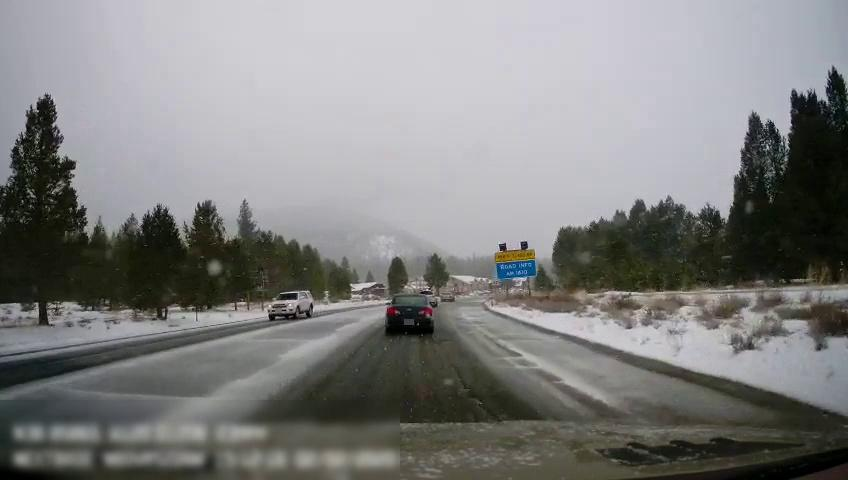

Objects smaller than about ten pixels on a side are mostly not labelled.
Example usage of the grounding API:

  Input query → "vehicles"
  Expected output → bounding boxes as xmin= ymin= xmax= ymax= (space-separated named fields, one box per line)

xmin=440 ymin=292 xmax=455 ymax=302
xmin=385 ymin=295 xmax=437 ymax=336
xmin=417 ymin=290 xmax=437 ymax=304
xmin=267 ymin=291 xmax=314 ymax=320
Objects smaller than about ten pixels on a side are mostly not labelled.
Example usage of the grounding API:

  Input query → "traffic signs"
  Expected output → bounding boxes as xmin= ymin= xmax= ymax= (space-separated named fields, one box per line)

xmin=494 ymin=249 xmax=536 ymax=260
xmin=495 ymin=260 xmax=537 ymax=280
